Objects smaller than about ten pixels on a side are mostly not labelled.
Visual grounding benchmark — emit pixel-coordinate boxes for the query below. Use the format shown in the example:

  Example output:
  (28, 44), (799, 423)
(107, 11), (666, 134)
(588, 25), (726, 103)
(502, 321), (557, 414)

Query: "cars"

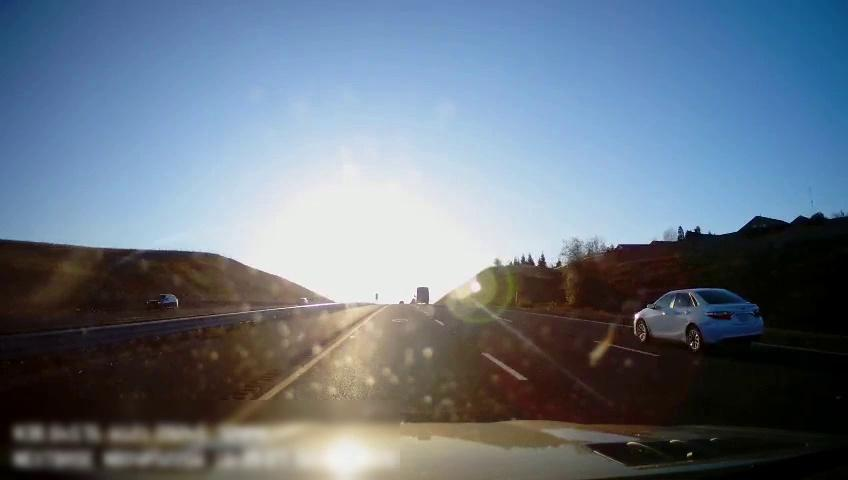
(634, 288), (765, 355)
(143, 293), (179, 315)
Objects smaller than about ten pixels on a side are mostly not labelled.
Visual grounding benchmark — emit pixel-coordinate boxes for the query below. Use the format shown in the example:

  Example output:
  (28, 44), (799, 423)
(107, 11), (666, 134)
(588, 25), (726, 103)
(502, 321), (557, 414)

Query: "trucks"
(415, 287), (429, 305)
